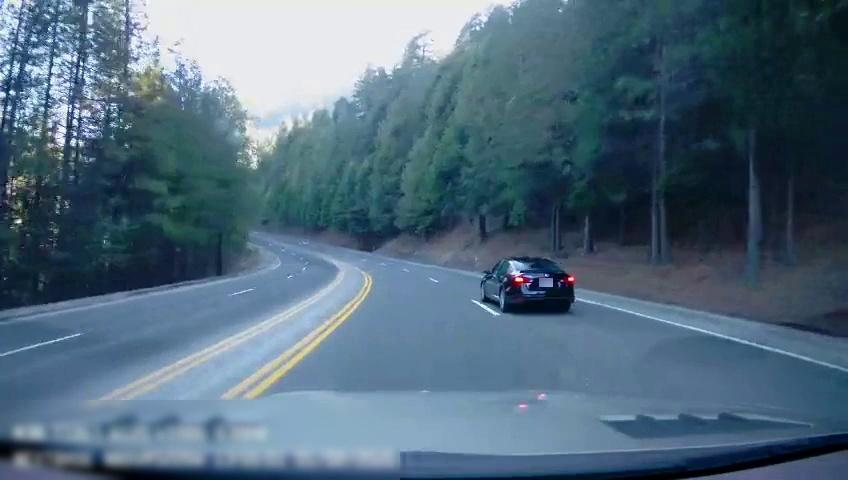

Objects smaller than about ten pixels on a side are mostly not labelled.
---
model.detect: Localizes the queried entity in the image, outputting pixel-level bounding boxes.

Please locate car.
[480,257,576,313]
